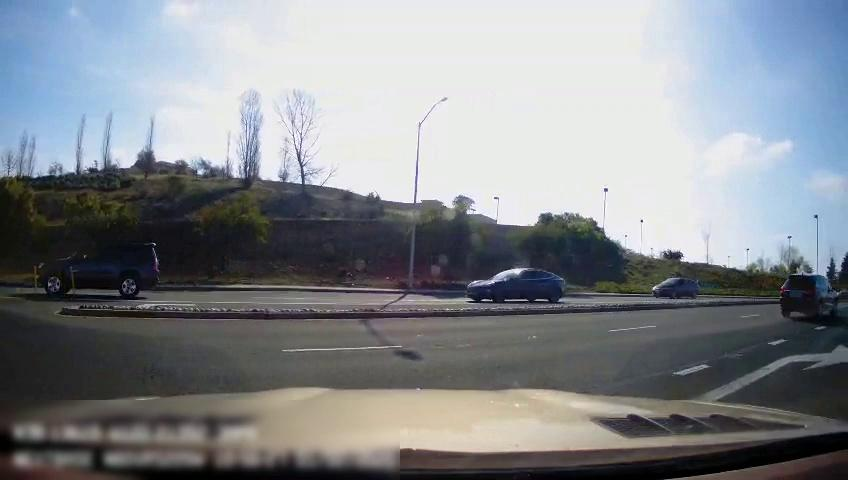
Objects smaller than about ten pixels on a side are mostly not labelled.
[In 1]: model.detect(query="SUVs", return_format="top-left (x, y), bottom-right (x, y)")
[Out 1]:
top-left (35, 240), bottom-right (160, 299)
top-left (778, 272), bottom-right (840, 322)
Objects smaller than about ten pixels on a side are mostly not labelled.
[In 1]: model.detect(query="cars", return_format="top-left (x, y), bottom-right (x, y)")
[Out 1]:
top-left (466, 268), bottom-right (566, 304)
top-left (652, 277), bottom-right (698, 299)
